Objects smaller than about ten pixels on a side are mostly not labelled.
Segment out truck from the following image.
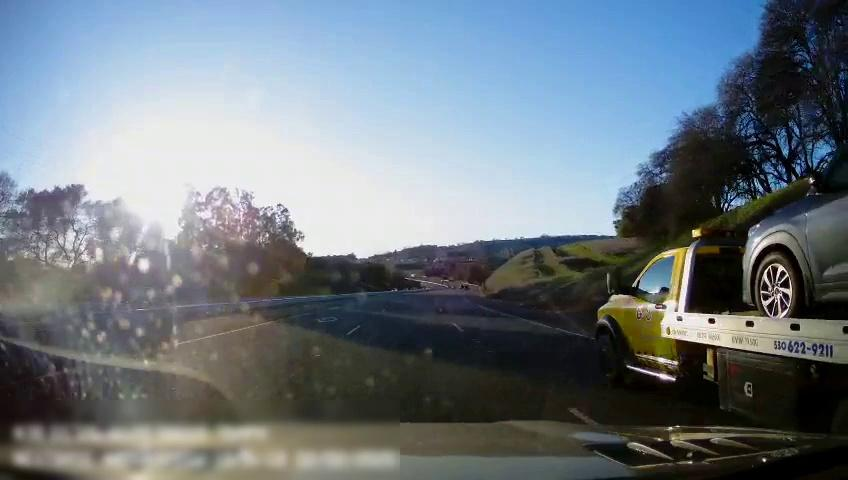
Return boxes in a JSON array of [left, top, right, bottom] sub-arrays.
[[594, 143, 848, 435]]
